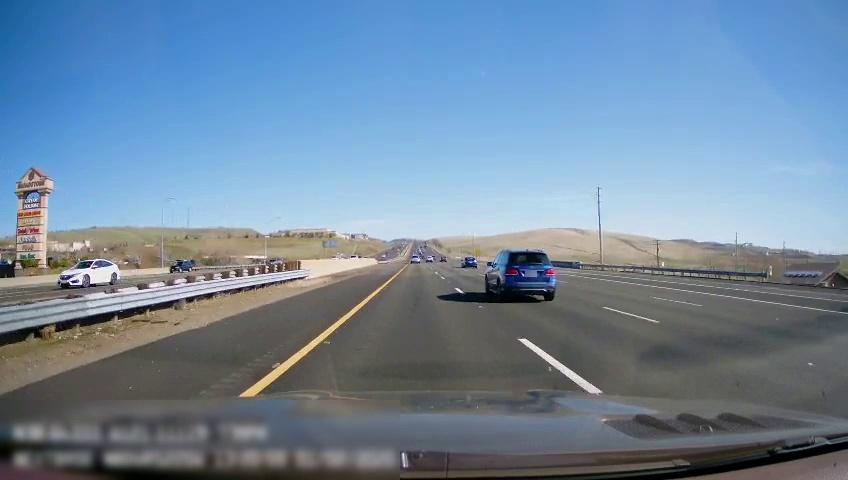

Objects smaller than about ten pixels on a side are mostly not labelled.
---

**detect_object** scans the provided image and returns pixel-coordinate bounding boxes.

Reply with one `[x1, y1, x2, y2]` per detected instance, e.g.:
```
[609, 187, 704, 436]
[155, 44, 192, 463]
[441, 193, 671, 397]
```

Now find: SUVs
[410, 255, 421, 264]
[484, 251, 556, 302]
[169, 261, 192, 274]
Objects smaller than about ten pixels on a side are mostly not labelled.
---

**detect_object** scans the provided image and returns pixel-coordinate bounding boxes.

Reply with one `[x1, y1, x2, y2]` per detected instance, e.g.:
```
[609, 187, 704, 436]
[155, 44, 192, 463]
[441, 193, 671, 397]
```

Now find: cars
[56, 259, 120, 289]
[461, 257, 478, 268]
